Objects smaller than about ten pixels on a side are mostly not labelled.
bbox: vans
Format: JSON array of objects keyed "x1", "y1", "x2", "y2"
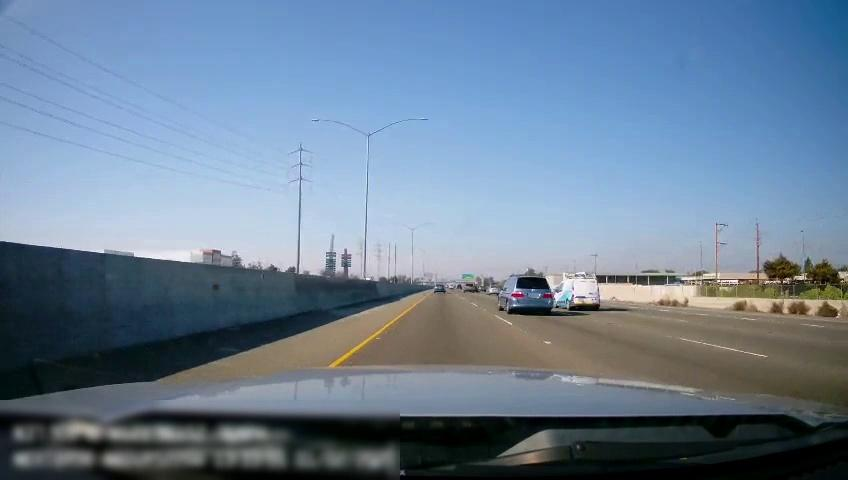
[
  {"x1": 497, "y1": 275, "x2": 554, "y2": 315},
  {"x1": 554, "y1": 278, "x2": 600, "y2": 312}
]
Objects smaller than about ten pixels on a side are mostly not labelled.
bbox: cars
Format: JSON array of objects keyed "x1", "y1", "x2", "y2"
[
  {"x1": 433, "y1": 284, "x2": 446, "y2": 294},
  {"x1": 486, "y1": 285, "x2": 499, "y2": 296}
]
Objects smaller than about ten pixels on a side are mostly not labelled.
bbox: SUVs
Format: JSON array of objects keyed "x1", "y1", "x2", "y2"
[{"x1": 463, "y1": 283, "x2": 475, "y2": 293}]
